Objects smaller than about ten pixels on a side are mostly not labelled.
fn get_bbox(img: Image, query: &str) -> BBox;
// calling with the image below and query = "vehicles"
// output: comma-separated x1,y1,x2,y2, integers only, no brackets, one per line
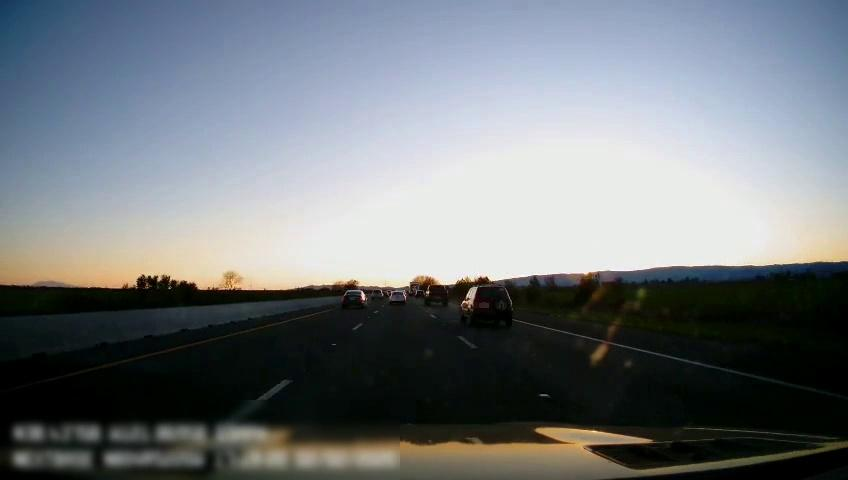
424,284,448,307
390,291,406,304
459,283,513,327
415,289,425,298
341,289,368,309
408,281,419,296
371,288,384,301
